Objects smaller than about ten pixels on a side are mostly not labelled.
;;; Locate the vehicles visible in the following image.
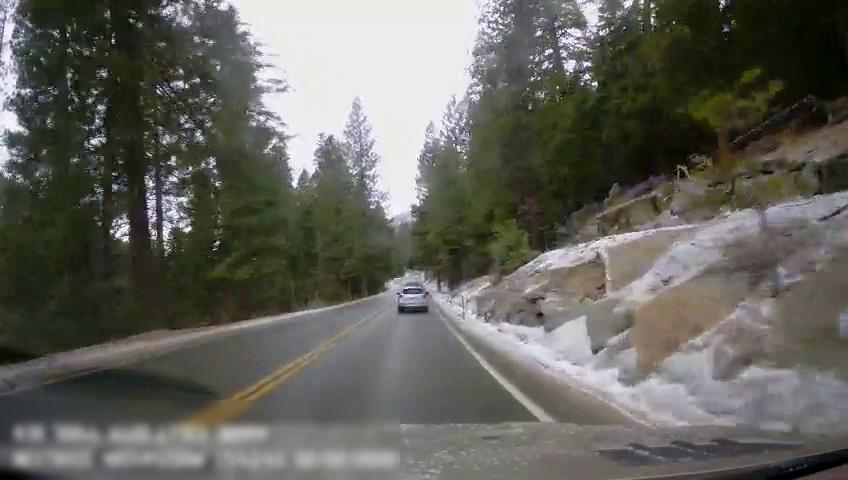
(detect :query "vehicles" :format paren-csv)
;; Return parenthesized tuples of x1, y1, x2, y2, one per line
(403, 281, 422, 287)
(396, 286, 428, 313)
